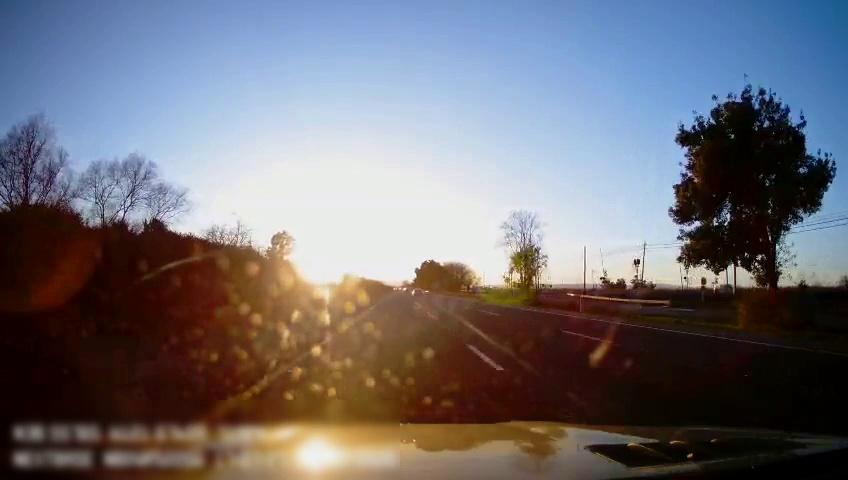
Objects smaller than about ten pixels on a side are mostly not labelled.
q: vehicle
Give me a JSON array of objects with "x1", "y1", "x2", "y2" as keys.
[{"x1": 412, "y1": 289, "x2": 423, "y2": 298}]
